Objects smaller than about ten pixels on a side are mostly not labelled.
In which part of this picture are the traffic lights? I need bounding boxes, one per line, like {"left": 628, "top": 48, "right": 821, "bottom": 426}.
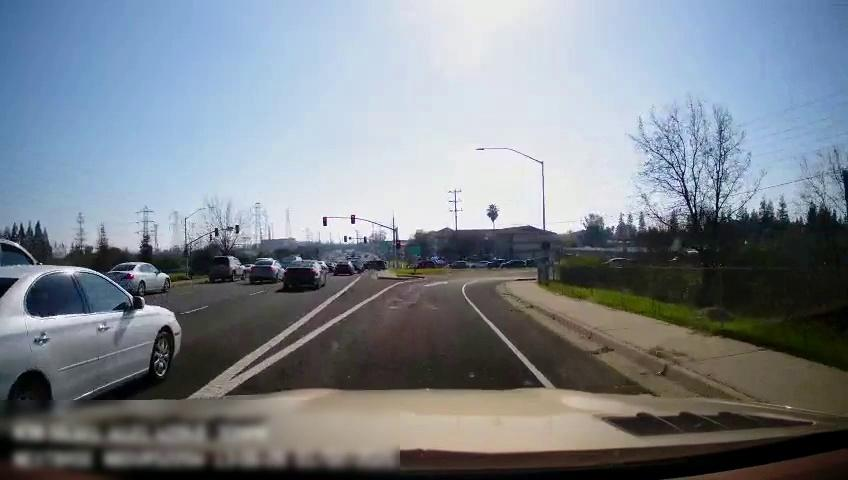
{"left": 350, "top": 214, "right": 356, "bottom": 225}
{"left": 322, "top": 216, "right": 328, "bottom": 227}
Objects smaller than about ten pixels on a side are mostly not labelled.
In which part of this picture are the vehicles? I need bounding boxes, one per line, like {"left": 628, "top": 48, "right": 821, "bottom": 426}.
{"left": 0, "top": 266, "right": 183, "bottom": 418}
{"left": 447, "top": 260, "right": 468, "bottom": 270}
{"left": 499, "top": 259, "right": 527, "bottom": 270}
{"left": 207, "top": 255, "right": 248, "bottom": 283}
{"left": 487, "top": 258, "right": 508, "bottom": 269}
{"left": 414, "top": 260, "right": 436, "bottom": 269}
{"left": 104, "top": 262, "right": 173, "bottom": 296}
{"left": 345, "top": 256, "right": 365, "bottom": 275}
{"left": 248, "top": 258, "right": 284, "bottom": 283}
{"left": 0, "top": 238, "right": 41, "bottom": 267}
{"left": 333, "top": 261, "right": 356, "bottom": 276}
{"left": 283, "top": 260, "right": 330, "bottom": 289}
